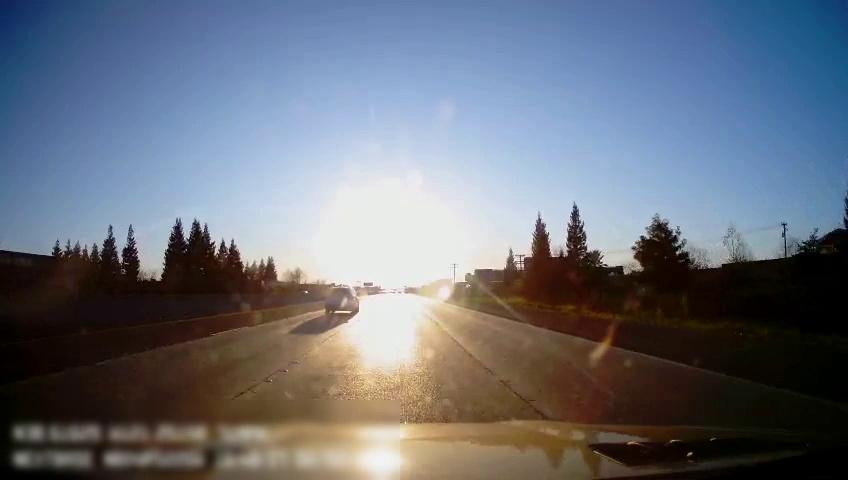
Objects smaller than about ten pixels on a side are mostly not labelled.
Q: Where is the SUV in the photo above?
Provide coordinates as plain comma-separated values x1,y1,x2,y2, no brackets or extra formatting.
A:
325,287,360,315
